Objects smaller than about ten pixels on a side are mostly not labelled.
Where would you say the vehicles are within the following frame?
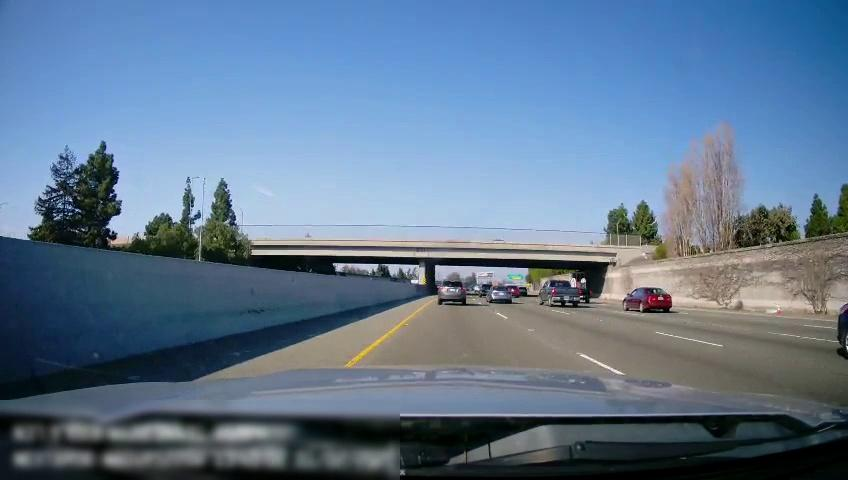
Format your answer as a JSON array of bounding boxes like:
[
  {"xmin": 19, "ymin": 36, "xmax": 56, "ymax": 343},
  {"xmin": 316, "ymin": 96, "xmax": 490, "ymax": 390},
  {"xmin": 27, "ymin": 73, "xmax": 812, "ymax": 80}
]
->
[
  {"xmin": 622, "ymin": 287, "xmax": 673, "ymax": 314},
  {"xmin": 836, "ymin": 302, "xmax": 848, "ymax": 354},
  {"xmin": 517, "ymin": 286, "xmax": 528, "ymax": 297},
  {"xmin": 505, "ymin": 285, "xmax": 521, "ymax": 299},
  {"xmin": 538, "ymin": 279, "xmax": 582, "ymax": 307},
  {"xmin": 570, "ymin": 271, "xmax": 591, "ymax": 304},
  {"xmin": 438, "ymin": 280, "xmax": 470, "ymax": 306},
  {"xmin": 485, "ymin": 286, "xmax": 513, "ymax": 305},
  {"xmin": 479, "ymin": 284, "xmax": 494, "ymax": 299}
]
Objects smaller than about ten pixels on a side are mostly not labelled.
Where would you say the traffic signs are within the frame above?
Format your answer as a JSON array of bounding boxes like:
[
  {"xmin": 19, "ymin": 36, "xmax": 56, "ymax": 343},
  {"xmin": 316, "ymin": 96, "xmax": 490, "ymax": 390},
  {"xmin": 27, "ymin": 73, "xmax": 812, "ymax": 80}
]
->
[
  {"xmin": 506, "ymin": 273, "xmax": 523, "ymax": 280},
  {"xmin": 478, "ymin": 271, "xmax": 494, "ymax": 278}
]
